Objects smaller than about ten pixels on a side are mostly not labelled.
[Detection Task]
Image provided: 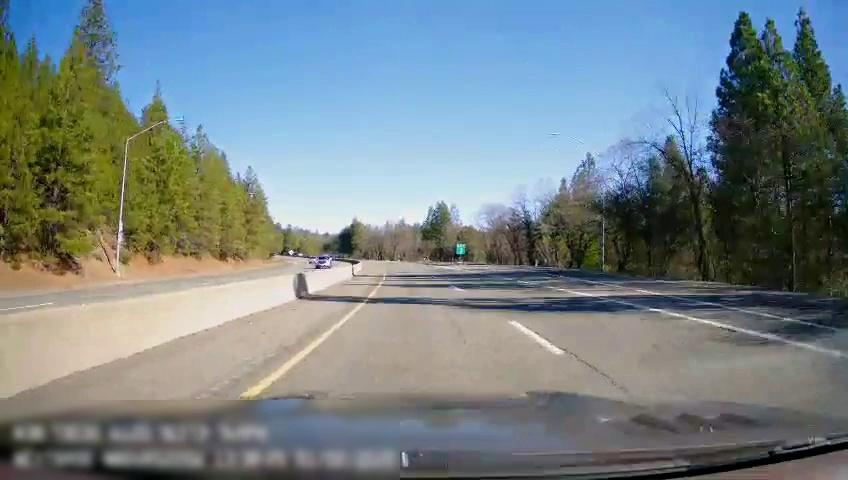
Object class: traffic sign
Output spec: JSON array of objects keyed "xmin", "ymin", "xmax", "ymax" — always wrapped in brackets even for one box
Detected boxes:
[{"xmin": 455, "ymin": 244, "xmax": 466, "ymax": 255}]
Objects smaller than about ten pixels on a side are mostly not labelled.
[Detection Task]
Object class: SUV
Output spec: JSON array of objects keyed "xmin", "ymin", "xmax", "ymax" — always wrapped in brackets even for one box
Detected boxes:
[{"xmin": 314, "ymin": 254, "xmax": 333, "ymax": 269}]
